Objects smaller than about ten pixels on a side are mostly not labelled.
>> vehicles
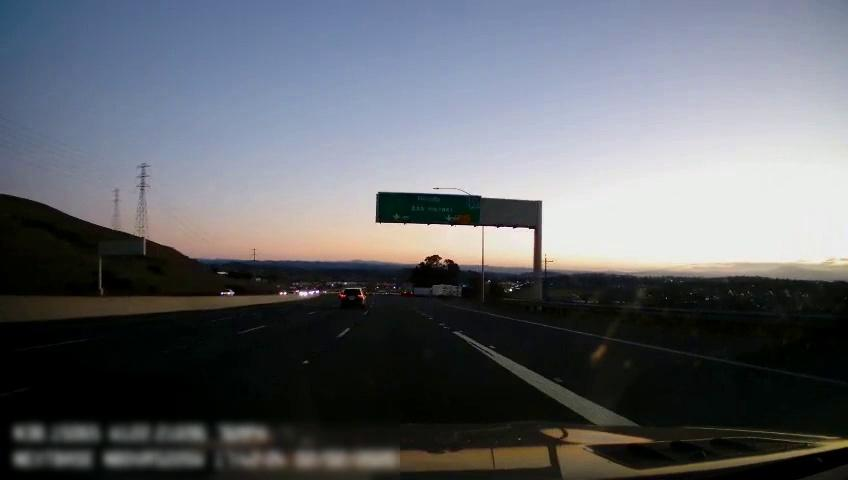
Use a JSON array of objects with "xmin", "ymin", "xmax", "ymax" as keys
[
  {"xmin": 220, "ymin": 288, "xmax": 234, "ymax": 297},
  {"xmin": 339, "ymin": 286, "xmax": 366, "ymax": 311},
  {"xmin": 431, "ymin": 284, "xmax": 462, "ymax": 297},
  {"xmin": 401, "ymin": 283, "xmax": 415, "ymax": 297}
]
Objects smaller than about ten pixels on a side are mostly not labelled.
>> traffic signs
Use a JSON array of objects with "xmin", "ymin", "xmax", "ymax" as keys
[{"xmin": 374, "ymin": 191, "xmax": 482, "ymax": 227}]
